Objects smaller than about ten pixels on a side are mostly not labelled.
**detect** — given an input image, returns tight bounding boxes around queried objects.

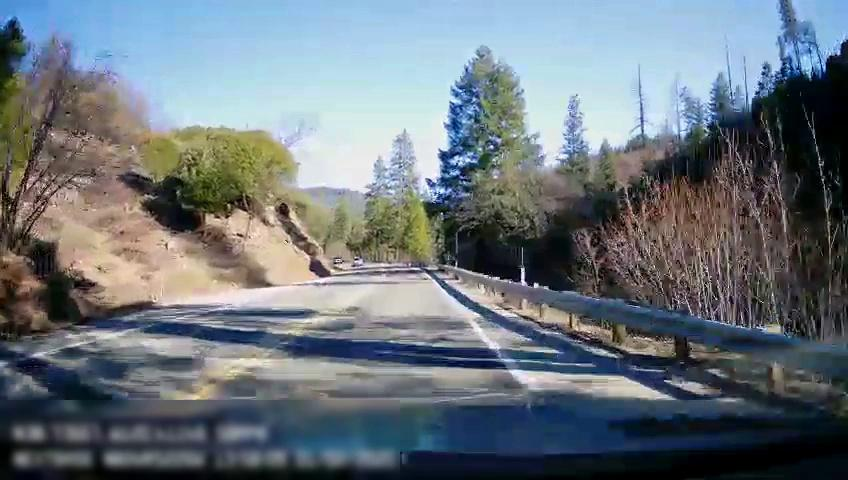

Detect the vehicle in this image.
[351,257,363,267]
